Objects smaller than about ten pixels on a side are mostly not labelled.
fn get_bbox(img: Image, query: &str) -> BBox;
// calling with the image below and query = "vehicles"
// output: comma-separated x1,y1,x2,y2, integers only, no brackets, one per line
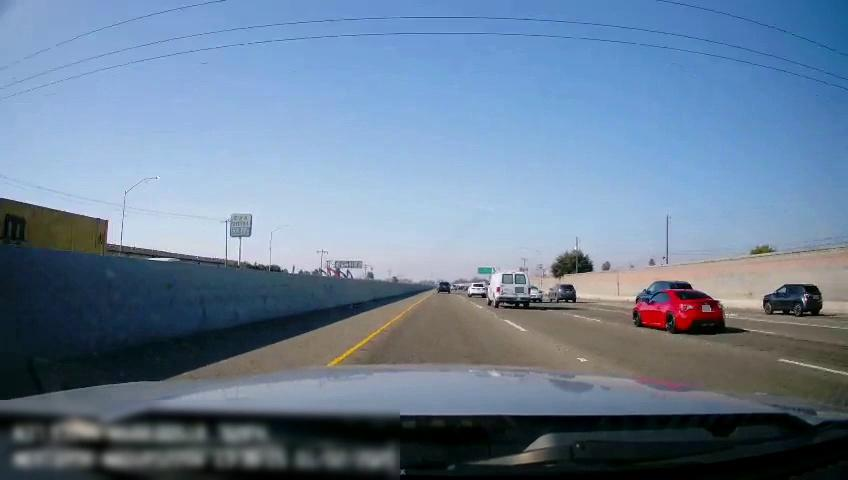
760,282,825,317
437,280,451,294
632,288,726,333
528,284,542,302
635,280,697,303
549,284,578,303
467,281,486,297
486,272,530,309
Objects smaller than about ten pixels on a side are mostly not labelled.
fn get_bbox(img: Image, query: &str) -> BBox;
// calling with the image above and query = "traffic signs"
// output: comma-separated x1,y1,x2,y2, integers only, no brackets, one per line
479,267,496,274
